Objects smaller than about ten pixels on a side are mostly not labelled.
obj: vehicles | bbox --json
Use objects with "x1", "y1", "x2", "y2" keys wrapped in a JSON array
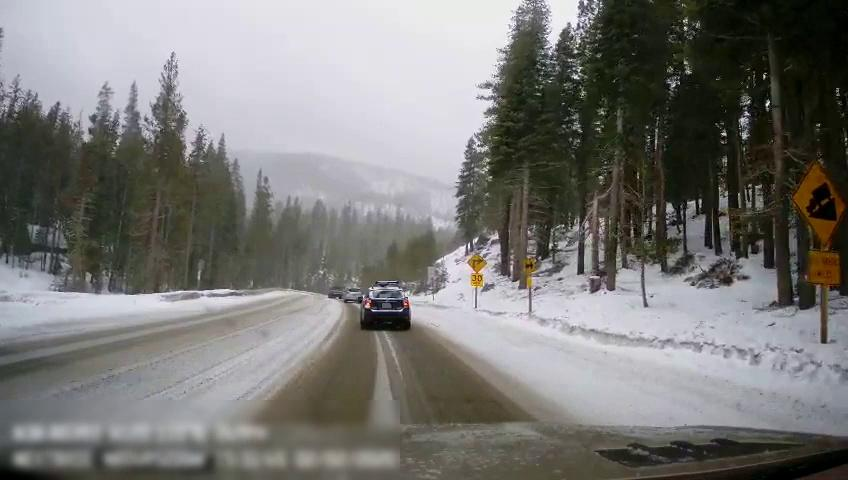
[
  {"x1": 360, "y1": 280, "x2": 411, "y2": 330},
  {"x1": 327, "y1": 287, "x2": 343, "y2": 300},
  {"x1": 343, "y1": 287, "x2": 363, "y2": 303}
]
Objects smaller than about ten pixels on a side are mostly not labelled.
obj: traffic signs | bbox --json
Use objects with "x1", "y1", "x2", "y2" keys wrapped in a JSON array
[
  {"x1": 466, "y1": 252, "x2": 488, "y2": 274},
  {"x1": 524, "y1": 259, "x2": 536, "y2": 272},
  {"x1": 808, "y1": 250, "x2": 841, "y2": 285},
  {"x1": 471, "y1": 274, "x2": 484, "y2": 287},
  {"x1": 789, "y1": 160, "x2": 848, "y2": 246},
  {"x1": 427, "y1": 266, "x2": 435, "y2": 278}
]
